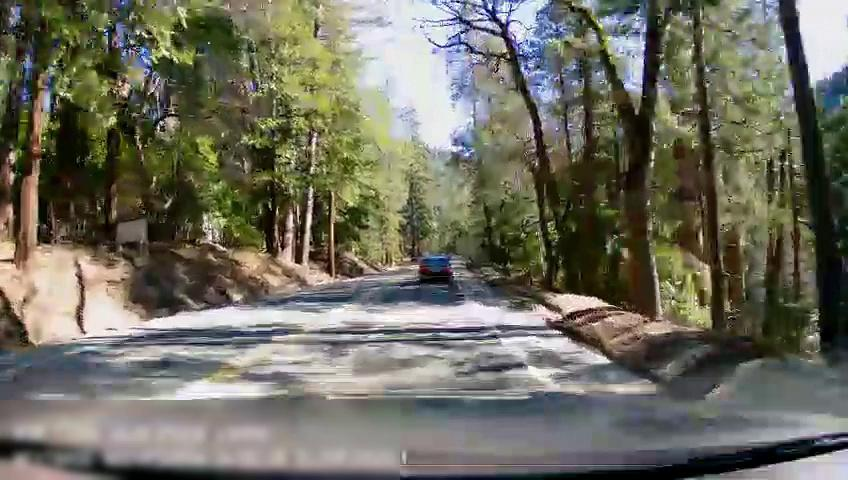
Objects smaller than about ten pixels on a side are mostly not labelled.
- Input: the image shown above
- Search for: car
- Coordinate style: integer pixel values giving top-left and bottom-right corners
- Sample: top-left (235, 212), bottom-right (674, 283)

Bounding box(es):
top-left (417, 255), bottom-right (455, 284)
